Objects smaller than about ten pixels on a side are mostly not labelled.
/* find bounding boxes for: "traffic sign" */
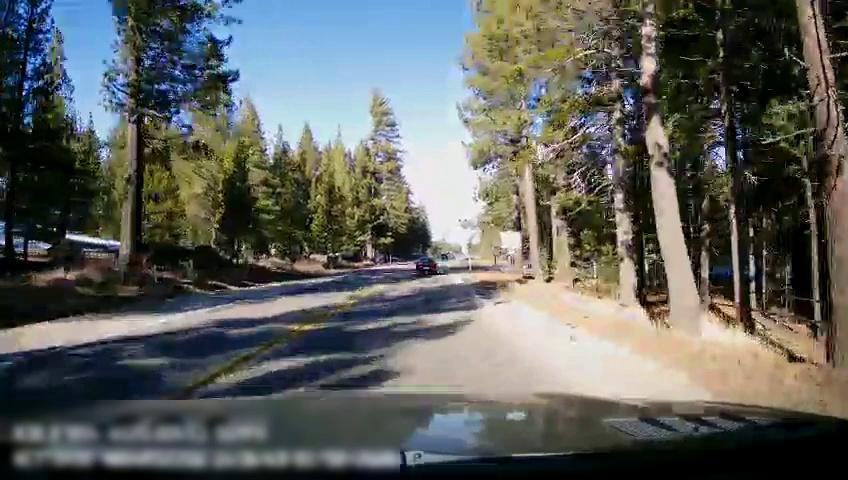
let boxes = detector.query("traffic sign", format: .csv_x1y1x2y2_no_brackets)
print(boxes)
498,232,521,249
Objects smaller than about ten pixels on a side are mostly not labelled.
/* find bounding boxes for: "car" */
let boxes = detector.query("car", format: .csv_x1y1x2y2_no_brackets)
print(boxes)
416,257,437,275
